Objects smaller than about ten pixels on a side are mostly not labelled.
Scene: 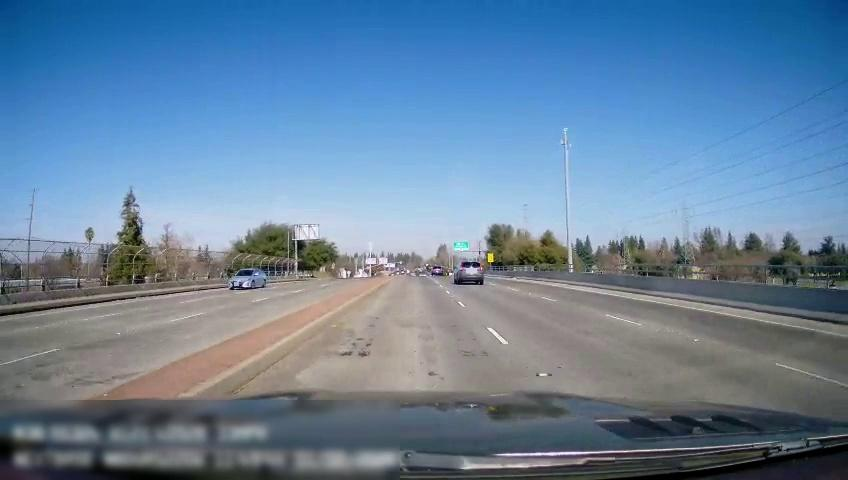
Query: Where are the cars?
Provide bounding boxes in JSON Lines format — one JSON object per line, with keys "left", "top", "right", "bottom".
{"left": 228, "top": 268, "right": 266, "bottom": 290}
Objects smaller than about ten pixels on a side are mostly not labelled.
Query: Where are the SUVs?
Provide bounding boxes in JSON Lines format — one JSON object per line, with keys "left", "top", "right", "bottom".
{"left": 452, "top": 258, "right": 485, "bottom": 286}
{"left": 430, "top": 264, "right": 443, "bottom": 276}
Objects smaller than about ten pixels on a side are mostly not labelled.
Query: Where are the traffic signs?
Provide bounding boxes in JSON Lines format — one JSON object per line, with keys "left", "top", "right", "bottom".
{"left": 453, "top": 240, "right": 470, "bottom": 250}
